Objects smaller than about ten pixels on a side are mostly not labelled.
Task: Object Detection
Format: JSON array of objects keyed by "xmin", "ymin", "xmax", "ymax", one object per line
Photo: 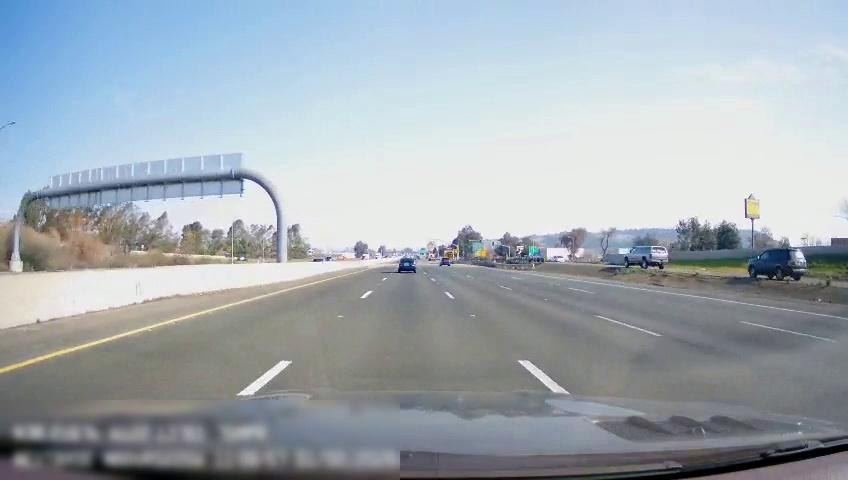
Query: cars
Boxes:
[{"xmin": 397, "ymin": 257, "xmax": 416, "ymax": 273}]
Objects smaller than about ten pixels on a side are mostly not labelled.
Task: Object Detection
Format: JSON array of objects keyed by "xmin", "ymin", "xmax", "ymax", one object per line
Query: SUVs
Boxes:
[
  {"xmin": 748, "ymin": 247, "xmax": 808, "ymax": 281},
  {"xmin": 624, "ymin": 245, "xmax": 669, "ymax": 269},
  {"xmin": 440, "ymin": 257, "xmax": 450, "ymax": 266}
]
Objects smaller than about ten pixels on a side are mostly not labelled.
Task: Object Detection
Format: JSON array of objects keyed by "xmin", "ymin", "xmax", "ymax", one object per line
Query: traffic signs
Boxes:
[
  {"xmin": 47, "ymin": 154, "xmax": 244, "ymax": 209},
  {"xmin": 528, "ymin": 246, "xmax": 539, "ymax": 256}
]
